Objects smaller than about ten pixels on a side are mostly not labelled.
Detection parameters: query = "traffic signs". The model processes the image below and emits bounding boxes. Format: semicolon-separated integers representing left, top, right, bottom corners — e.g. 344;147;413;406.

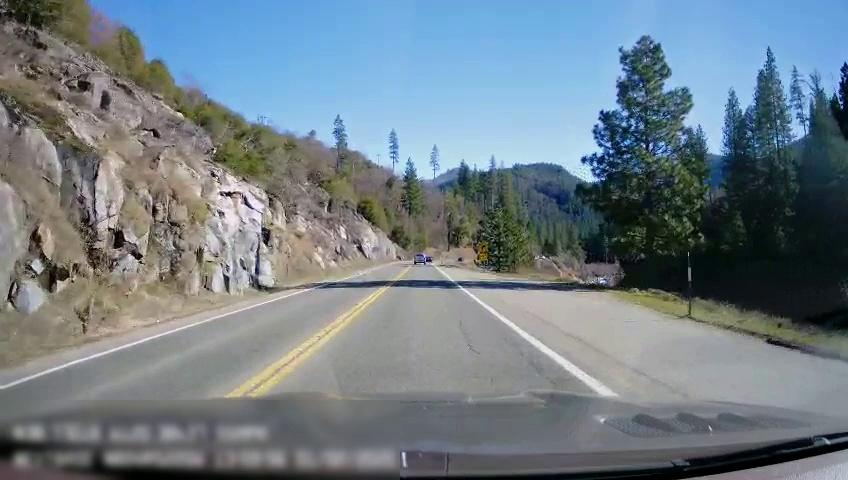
479;252;488;263
478;242;489;253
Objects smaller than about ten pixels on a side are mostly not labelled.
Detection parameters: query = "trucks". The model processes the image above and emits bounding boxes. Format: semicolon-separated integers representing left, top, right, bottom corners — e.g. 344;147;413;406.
414;255;426;265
